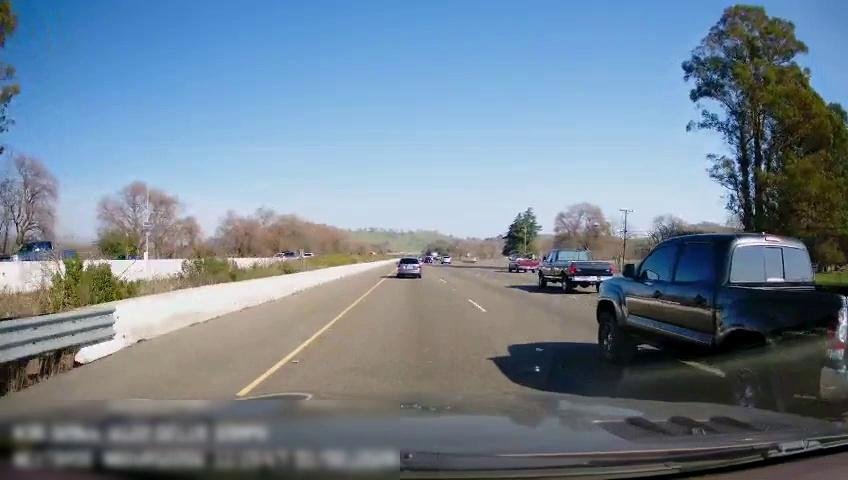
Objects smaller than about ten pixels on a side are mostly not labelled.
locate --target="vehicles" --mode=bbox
[302,252,315,258]
[440,256,451,265]
[592,231,848,409]
[508,252,538,273]
[538,248,616,294]
[396,257,422,279]
[272,252,287,258]
[0,240,80,263]
[281,250,296,257]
